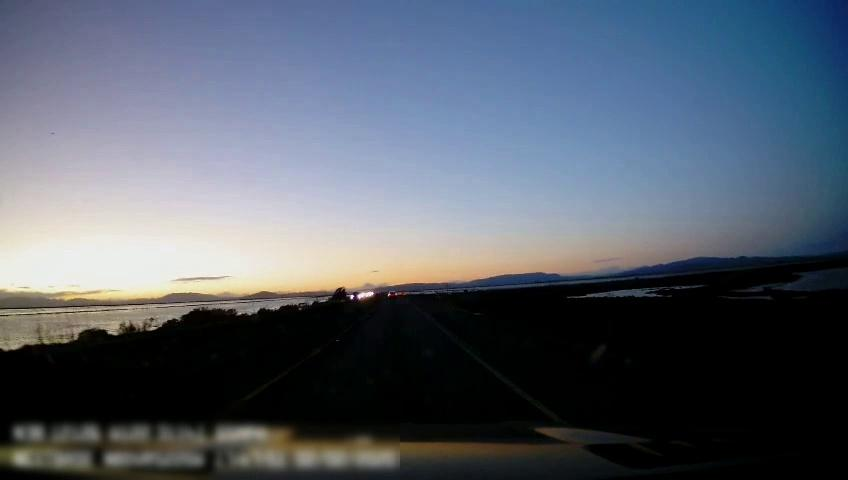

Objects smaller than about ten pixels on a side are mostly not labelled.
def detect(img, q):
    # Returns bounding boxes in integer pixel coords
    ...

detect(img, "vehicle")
[387,291,398,299]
